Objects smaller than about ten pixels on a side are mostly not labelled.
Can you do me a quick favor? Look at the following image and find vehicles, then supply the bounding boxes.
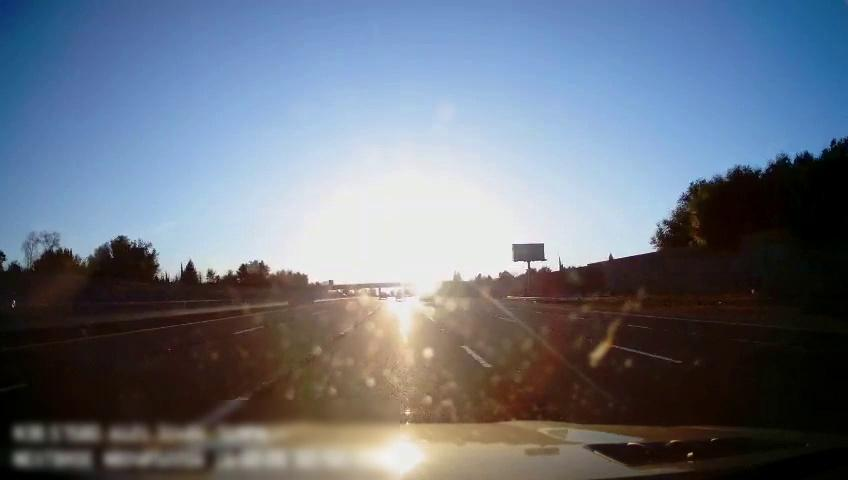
[395,291,405,302]
[419,295,435,304]
[378,292,387,300]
